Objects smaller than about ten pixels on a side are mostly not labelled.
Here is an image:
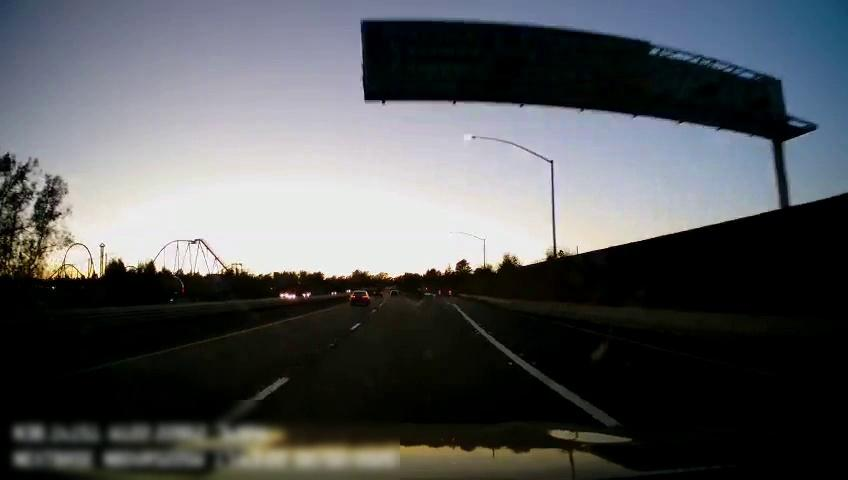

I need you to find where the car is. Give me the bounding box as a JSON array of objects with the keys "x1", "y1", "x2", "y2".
[{"x1": 349, "y1": 290, "x2": 371, "y2": 307}]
